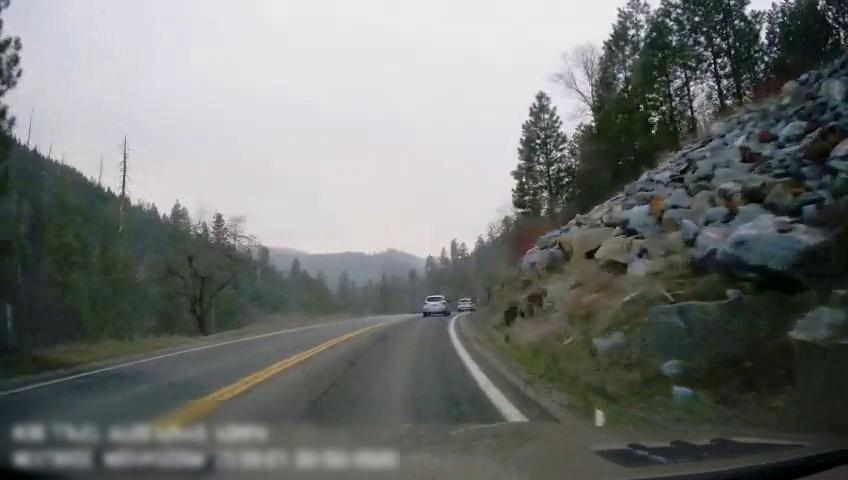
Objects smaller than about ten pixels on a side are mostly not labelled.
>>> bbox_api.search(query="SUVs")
[457,298,476,312]
[423,295,451,317]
